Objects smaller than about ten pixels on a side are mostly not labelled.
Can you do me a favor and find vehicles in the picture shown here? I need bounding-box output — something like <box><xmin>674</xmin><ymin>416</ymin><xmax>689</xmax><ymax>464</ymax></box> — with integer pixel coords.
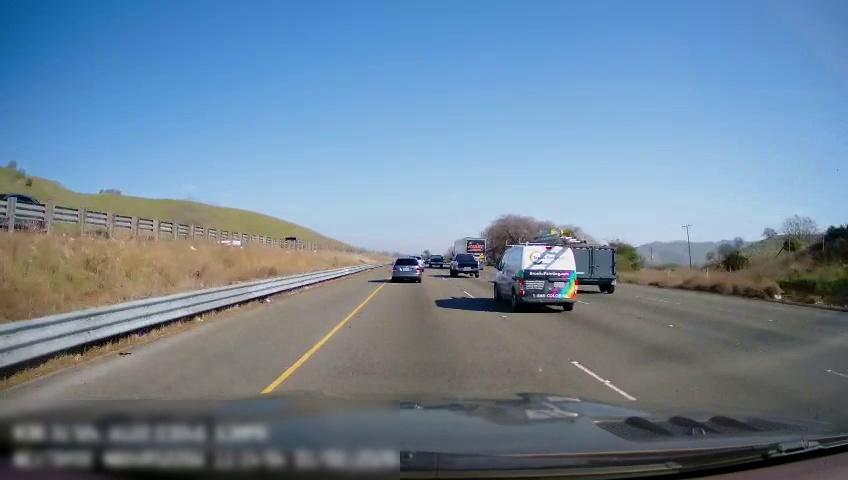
<box><xmin>566</xmin><ymin>244</ymin><xmax>617</xmax><ymax>294</ymax></box>
<box><xmin>0</xmin><ymin>192</ymin><xmax>48</xmax><ymax>232</ymax></box>
<box><xmin>429</xmin><ymin>254</ymin><xmax>444</xmax><ymax>268</ymax></box>
<box><xmin>449</xmin><ymin>236</ymin><xmax>487</xmax><ymax>271</ymax></box>
<box><xmin>216</xmin><ymin>239</ymin><xmax>242</xmax><ymax>248</ymax></box>
<box><xmin>391</xmin><ymin>257</ymin><xmax>422</xmax><ymax>284</ymax></box>
<box><xmin>492</xmin><ymin>227</ymin><xmax>587</xmax><ymax>313</ymax></box>
<box><xmin>411</xmin><ymin>256</ymin><xmax>425</xmax><ymax>272</ymax></box>
<box><xmin>449</xmin><ymin>254</ymin><xmax>480</xmax><ymax>279</ymax></box>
